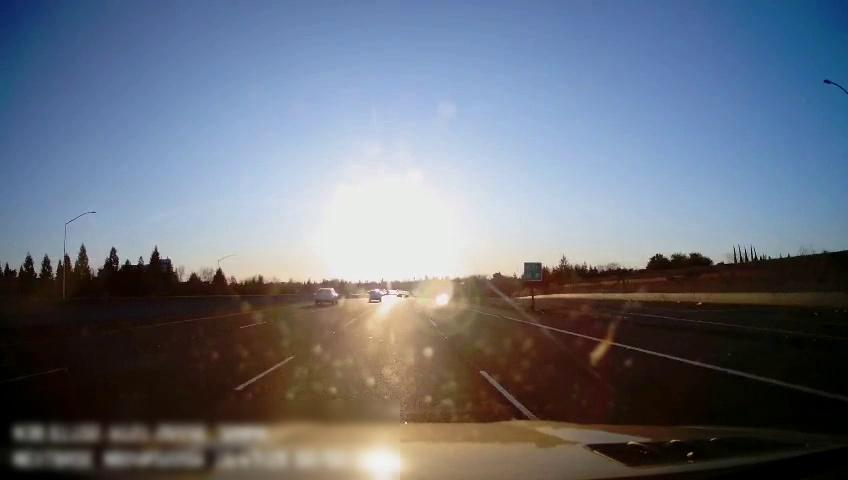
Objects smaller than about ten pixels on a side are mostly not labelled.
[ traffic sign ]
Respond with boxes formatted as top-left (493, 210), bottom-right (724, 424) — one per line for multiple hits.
top-left (524, 262), bottom-right (543, 281)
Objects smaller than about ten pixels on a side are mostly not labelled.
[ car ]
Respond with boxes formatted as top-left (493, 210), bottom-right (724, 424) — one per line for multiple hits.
top-left (369, 290), bottom-right (382, 302)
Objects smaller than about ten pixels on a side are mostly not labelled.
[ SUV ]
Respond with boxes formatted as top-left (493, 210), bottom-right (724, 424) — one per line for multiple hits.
top-left (314, 288), bottom-right (338, 305)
